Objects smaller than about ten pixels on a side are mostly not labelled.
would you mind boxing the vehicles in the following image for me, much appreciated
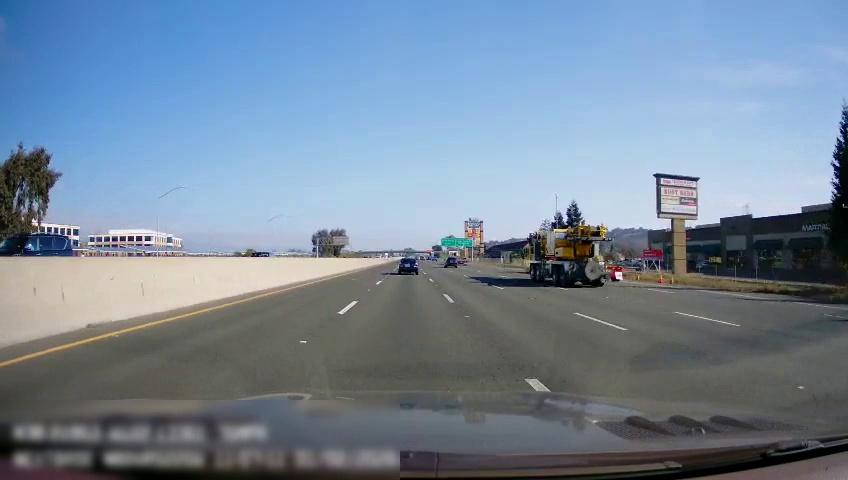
[447,250,467,264]
[0,231,75,258]
[250,251,271,258]
[444,258,458,268]
[527,221,610,289]
[398,258,418,274]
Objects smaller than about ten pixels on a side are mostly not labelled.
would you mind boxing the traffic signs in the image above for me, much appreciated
[331,236,350,245]
[440,237,474,248]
